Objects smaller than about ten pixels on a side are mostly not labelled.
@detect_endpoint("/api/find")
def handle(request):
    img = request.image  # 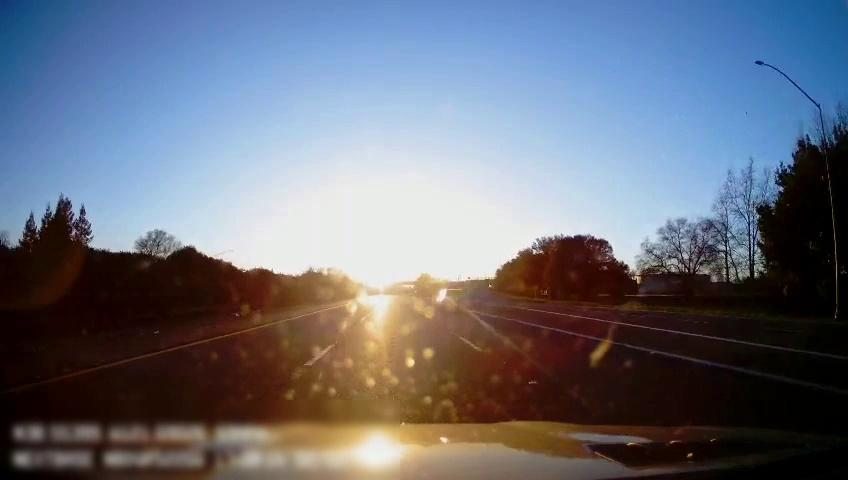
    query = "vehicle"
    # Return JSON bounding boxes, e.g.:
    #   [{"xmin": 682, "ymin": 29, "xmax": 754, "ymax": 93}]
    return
[{"xmin": 433, "ymin": 287, "xmax": 471, "ymax": 319}]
